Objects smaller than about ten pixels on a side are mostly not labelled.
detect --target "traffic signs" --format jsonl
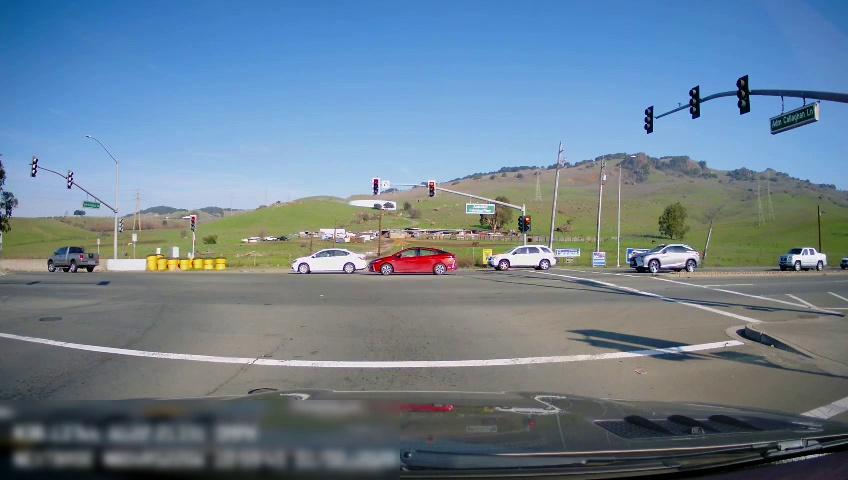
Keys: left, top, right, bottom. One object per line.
{"left": 82, "top": 199, "right": 101, "bottom": 209}
{"left": 464, "top": 201, "right": 497, "bottom": 216}
{"left": 768, "top": 100, "right": 821, "bottom": 135}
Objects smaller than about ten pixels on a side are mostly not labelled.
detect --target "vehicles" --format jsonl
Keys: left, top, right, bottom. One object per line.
{"left": 46, "top": 245, "right": 98, "bottom": 274}
{"left": 629, "top": 242, "right": 700, "bottom": 273}
{"left": 367, "top": 246, "right": 459, "bottom": 276}
{"left": 487, "top": 244, "right": 557, "bottom": 271}
{"left": 839, "top": 256, "right": 848, "bottom": 270}
{"left": 777, "top": 246, "right": 827, "bottom": 272}
{"left": 289, "top": 248, "right": 368, "bottom": 274}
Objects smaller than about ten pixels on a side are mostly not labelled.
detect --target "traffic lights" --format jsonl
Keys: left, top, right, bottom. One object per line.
{"left": 426, "top": 178, "right": 437, "bottom": 197}
{"left": 687, "top": 84, "right": 702, "bottom": 120}
{"left": 735, "top": 74, "right": 751, "bottom": 115}
{"left": 643, "top": 104, "right": 655, "bottom": 135}
{"left": 30, "top": 156, "right": 40, "bottom": 178}
{"left": 523, "top": 214, "right": 532, "bottom": 232}
{"left": 66, "top": 169, "right": 75, "bottom": 190}
{"left": 516, "top": 215, "right": 525, "bottom": 232}
{"left": 189, "top": 214, "right": 198, "bottom": 232}
{"left": 117, "top": 215, "right": 125, "bottom": 233}
{"left": 371, "top": 177, "right": 381, "bottom": 196}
